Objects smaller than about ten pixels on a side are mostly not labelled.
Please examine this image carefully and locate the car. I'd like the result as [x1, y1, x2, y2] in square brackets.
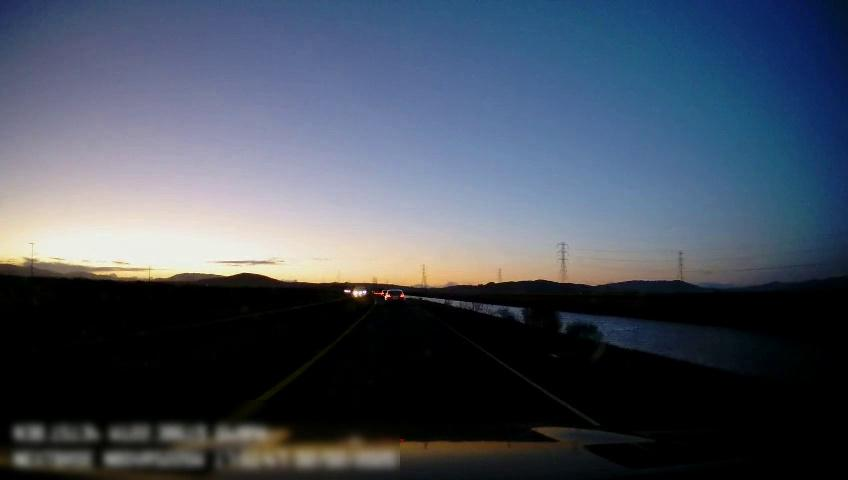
[385, 289, 406, 304]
